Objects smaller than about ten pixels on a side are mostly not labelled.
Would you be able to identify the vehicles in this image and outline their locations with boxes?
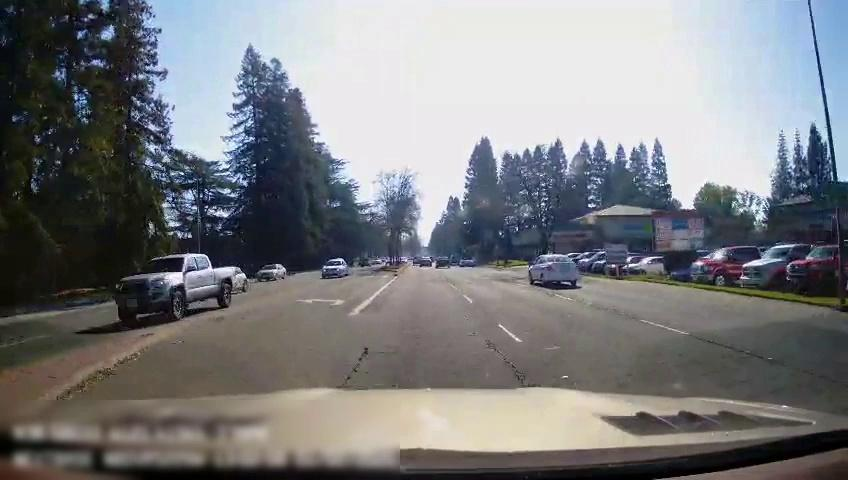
[419,256,433,267]
[458,256,475,268]
[321,258,349,278]
[412,256,422,265]
[256,263,287,282]
[359,256,373,267]
[231,267,249,294]
[371,255,382,266]
[527,254,579,287]
[112,252,244,326]
[435,255,452,269]
[343,254,356,266]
